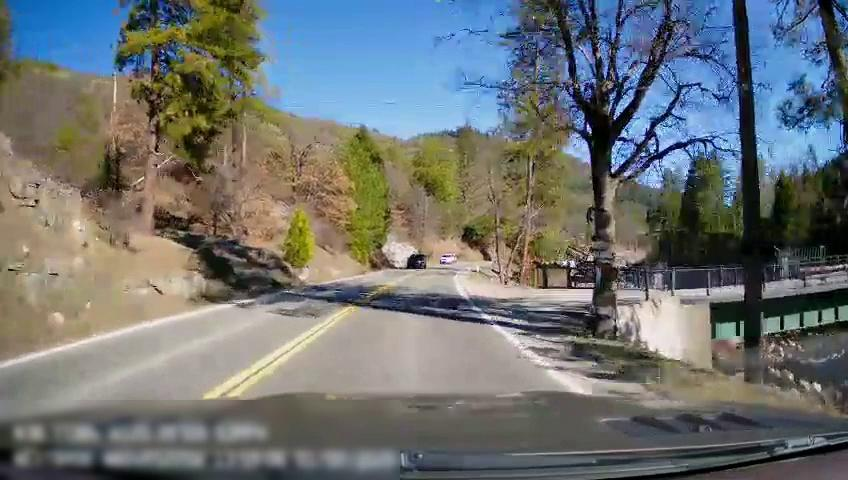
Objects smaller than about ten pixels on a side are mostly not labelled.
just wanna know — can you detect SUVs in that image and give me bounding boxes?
[406,254,428,269]
[440,254,453,264]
